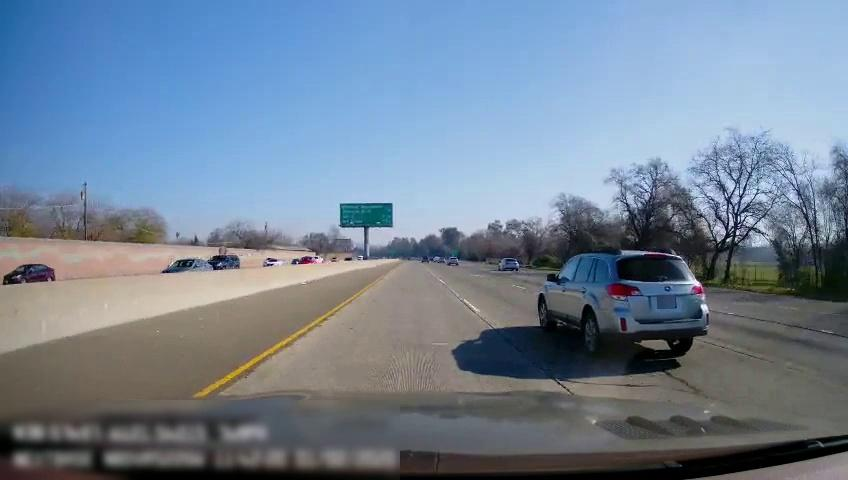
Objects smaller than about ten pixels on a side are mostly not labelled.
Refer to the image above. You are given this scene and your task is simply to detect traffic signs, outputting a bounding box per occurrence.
[338,202,393,228]
[334,238,353,250]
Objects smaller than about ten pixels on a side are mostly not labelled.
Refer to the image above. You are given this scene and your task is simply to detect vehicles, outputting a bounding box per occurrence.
[311,255,324,264]
[3,264,56,285]
[448,257,459,266]
[497,257,520,272]
[263,257,285,268]
[159,258,213,275]
[297,256,317,265]
[205,254,241,271]
[535,249,711,361]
